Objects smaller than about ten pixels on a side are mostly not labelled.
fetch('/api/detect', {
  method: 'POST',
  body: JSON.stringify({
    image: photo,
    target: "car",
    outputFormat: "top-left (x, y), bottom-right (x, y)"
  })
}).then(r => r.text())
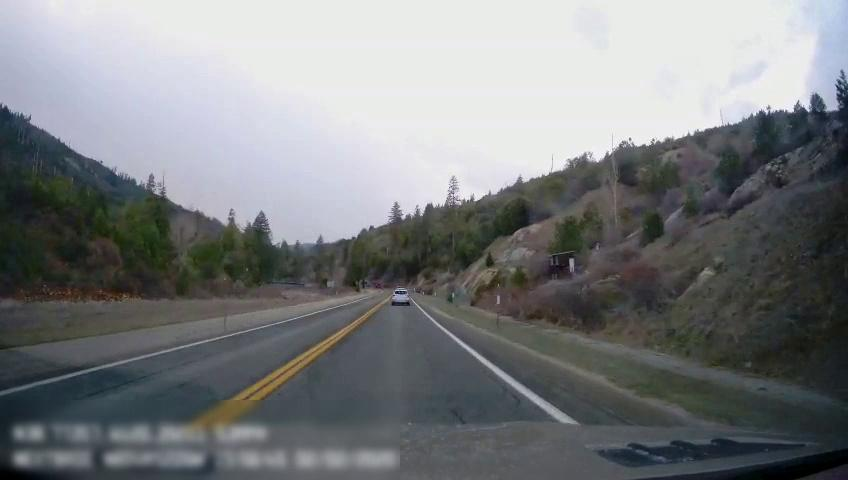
top-left (391, 289), bottom-right (410, 306)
